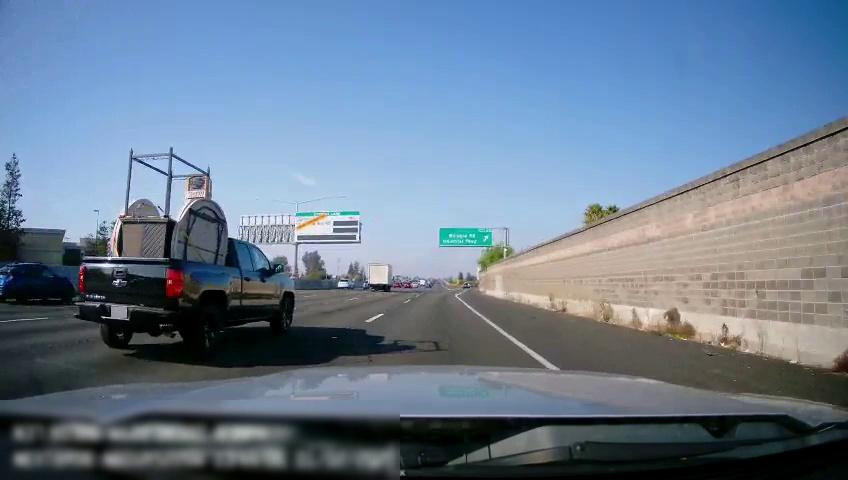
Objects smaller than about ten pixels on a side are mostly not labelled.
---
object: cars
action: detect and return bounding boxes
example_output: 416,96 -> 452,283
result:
337,279 -> 356,290
0,262 -> 75,306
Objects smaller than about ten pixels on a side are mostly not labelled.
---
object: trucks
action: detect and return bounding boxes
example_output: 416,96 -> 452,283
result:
368,263 -> 393,292
74,236 -> 297,358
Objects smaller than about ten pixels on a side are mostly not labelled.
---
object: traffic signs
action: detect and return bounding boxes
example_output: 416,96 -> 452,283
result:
438,227 -> 495,247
